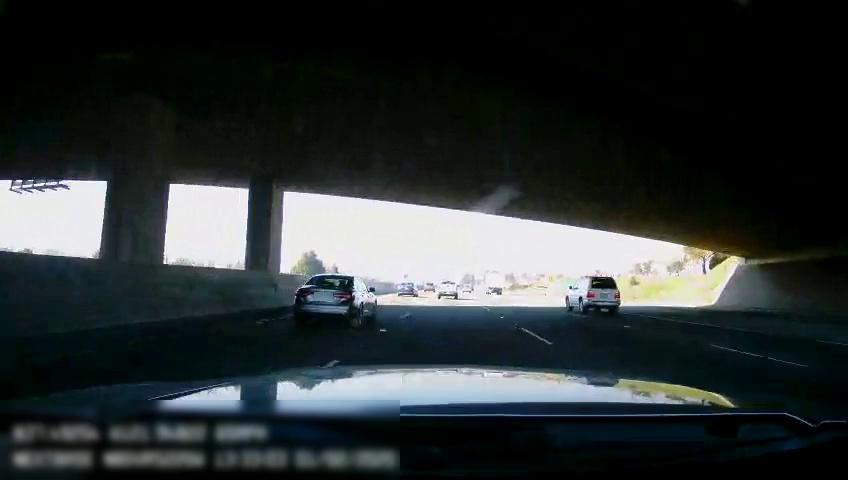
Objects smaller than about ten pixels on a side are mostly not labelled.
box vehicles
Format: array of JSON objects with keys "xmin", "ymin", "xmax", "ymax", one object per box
[
  {"xmin": 397, "ymin": 281, "xmax": 419, "ymax": 298},
  {"xmin": 293, "ymin": 273, "xmax": 376, "ymax": 329},
  {"xmin": 483, "ymin": 270, "xmax": 503, "ymax": 296},
  {"xmin": 422, "ymin": 281, "xmax": 435, "ymax": 292},
  {"xmin": 436, "ymin": 279, "xmax": 458, "ymax": 300},
  {"xmin": 565, "ymin": 275, "xmax": 622, "ymax": 314},
  {"xmin": 461, "ymin": 284, "xmax": 473, "ymax": 294}
]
